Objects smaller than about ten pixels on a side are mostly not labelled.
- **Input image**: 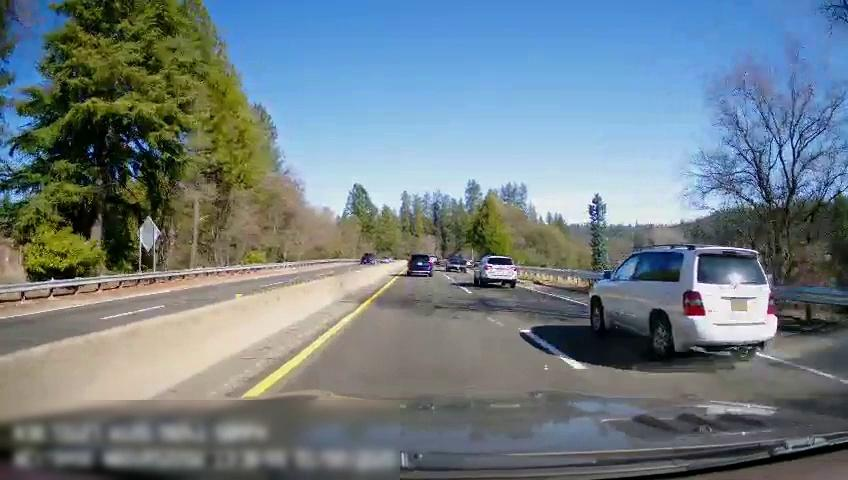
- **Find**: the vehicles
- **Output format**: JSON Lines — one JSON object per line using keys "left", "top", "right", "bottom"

{"left": 430, "top": 256, "right": 439, "bottom": 265}
{"left": 406, "top": 254, "right": 433, "bottom": 276}
{"left": 472, "top": 255, "right": 520, "bottom": 288}
{"left": 445, "top": 256, "right": 465, "bottom": 272}
{"left": 588, "top": 244, "right": 778, "bottom": 365}
{"left": 380, "top": 255, "right": 393, "bottom": 265}
{"left": 359, "top": 253, "right": 376, "bottom": 265}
